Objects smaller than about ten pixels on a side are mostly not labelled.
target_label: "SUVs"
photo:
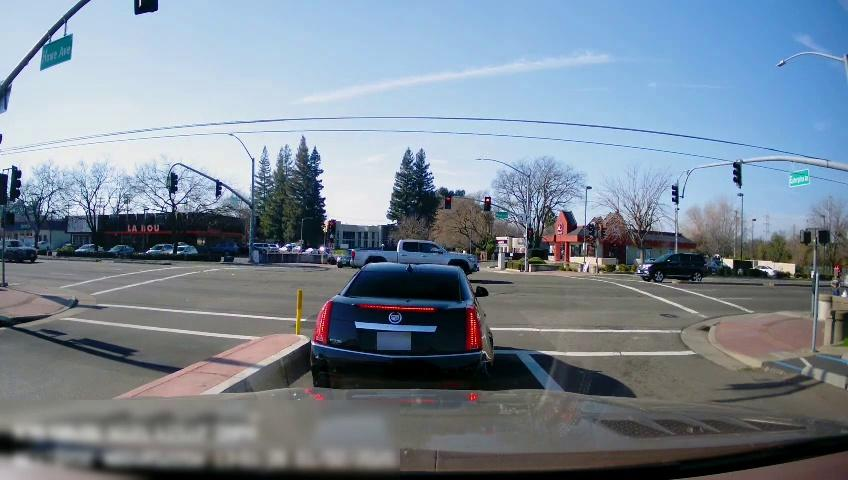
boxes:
[336,249,353,269]
[639,254,707,283]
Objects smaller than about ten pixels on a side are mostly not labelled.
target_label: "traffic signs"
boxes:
[496,212,508,219]
[790,168,810,188]
[40,33,73,71]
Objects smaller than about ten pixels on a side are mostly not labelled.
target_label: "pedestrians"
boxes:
[831,270,841,304]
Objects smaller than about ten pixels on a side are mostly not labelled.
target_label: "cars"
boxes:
[0,239,37,263]
[146,244,178,257]
[310,263,495,391]
[75,244,103,254]
[170,246,198,257]
[107,245,130,255]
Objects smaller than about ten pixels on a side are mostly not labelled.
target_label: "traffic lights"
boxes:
[134,0,159,16]
[0,173,8,204]
[600,225,606,238]
[445,194,452,209]
[0,132,4,153]
[484,196,491,212]
[588,225,595,238]
[168,171,178,195]
[732,161,742,187]
[9,165,22,202]
[799,230,814,245]
[327,220,336,235]
[815,230,830,245]
[214,179,223,198]
[1,212,16,226]
[527,227,534,240]
[671,184,679,204]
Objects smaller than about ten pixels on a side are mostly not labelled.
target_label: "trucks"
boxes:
[351,239,475,275]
